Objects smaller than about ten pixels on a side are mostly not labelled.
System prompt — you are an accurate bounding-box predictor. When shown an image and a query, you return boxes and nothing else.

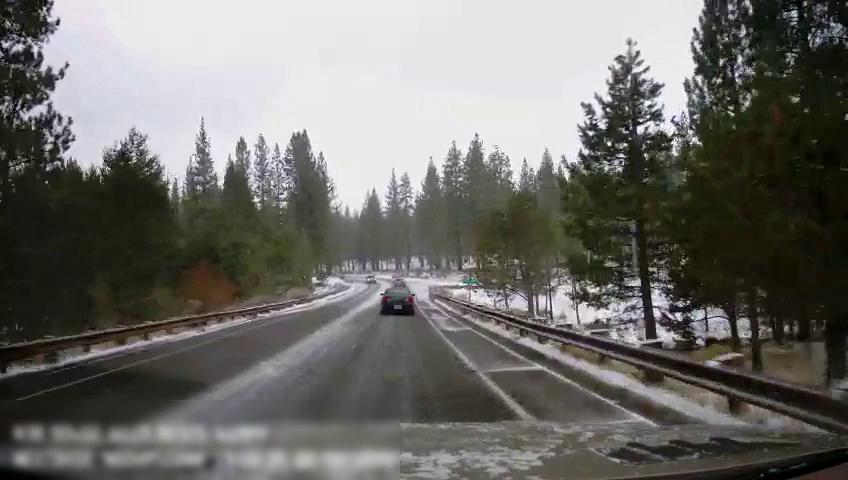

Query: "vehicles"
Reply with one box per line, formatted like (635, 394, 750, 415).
(391, 277, 406, 289)
(365, 274, 377, 284)
(380, 287, 416, 316)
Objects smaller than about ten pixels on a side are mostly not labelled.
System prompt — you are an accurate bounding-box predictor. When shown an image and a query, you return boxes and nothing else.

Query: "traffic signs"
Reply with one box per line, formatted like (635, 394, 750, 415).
(463, 277, 481, 285)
